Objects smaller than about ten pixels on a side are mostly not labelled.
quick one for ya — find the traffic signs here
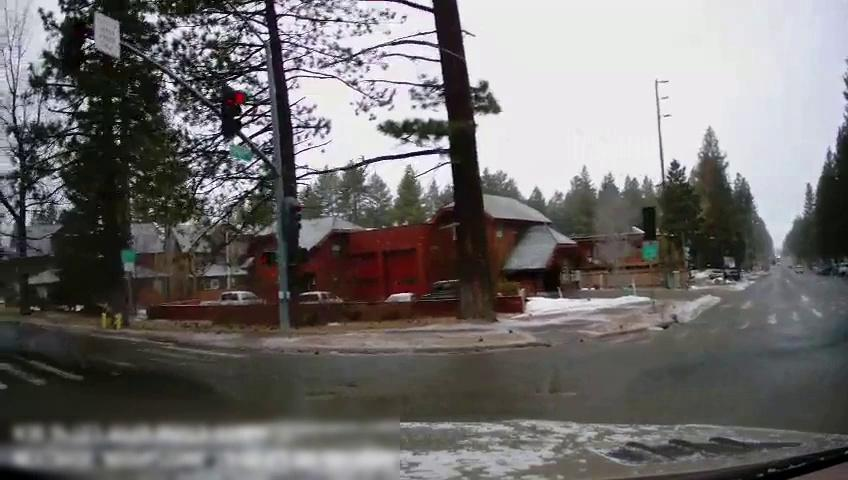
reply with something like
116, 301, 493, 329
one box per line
641, 239, 659, 262
120, 248, 137, 267
94, 10, 122, 59
232, 144, 256, 161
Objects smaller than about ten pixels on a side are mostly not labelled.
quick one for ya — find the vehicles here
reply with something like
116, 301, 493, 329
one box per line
432, 280, 458, 294
203, 291, 261, 306
297, 290, 344, 304
384, 292, 416, 304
